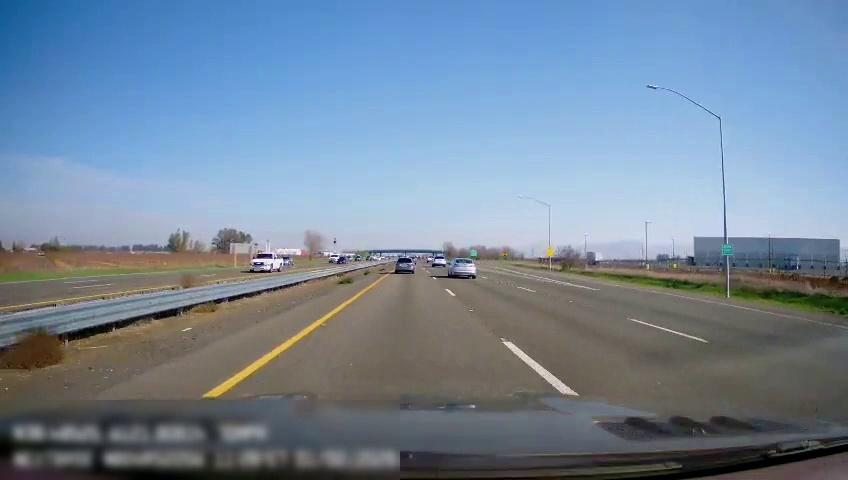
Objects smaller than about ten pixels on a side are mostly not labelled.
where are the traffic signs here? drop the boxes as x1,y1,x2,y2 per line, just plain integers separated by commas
722,244,733,257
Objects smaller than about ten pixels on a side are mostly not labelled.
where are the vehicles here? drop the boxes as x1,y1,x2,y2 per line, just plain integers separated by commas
337,257,351,265
328,254,341,264
248,253,284,274
432,255,447,267
394,256,416,274
447,257,477,279
281,256,294,267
